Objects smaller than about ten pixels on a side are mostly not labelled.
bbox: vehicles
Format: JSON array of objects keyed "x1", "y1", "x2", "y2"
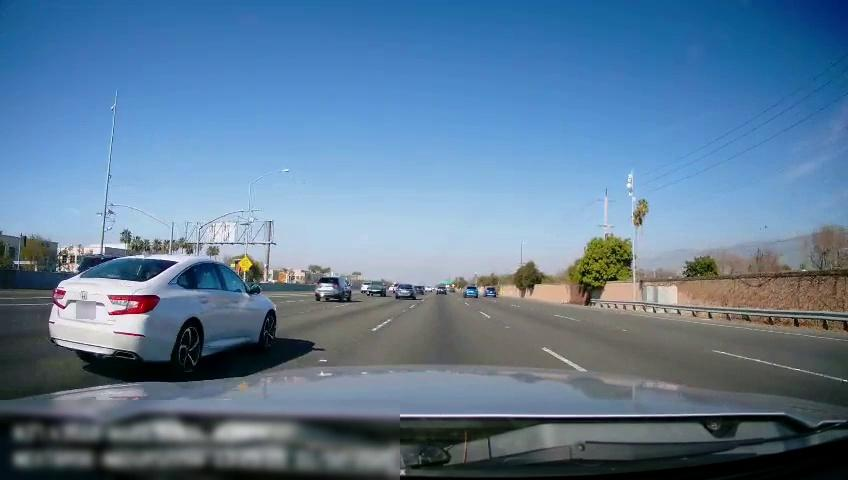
[
  {"x1": 436, "y1": 287, "x2": 448, "y2": 296},
  {"x1": 463, "y1": 286, "x2": 479, "y2": 299},
  {"x1": 314, "y1": 276, "x2": 354, "y2": 303},
  {"x1": 47, "y1": 253, "x2": 279, "y2": 373},
  {"x1": 395, "y1": 284, "x2": 417, "y2": 301},
  {"x1": 392, "y1": 283, "x2": 402, "y2": 294},
  {"x1": 360, "y1": 282, "x2": 374, "y2": 294},
  {"x1": 484, "y1": 287, "x2": 497, "y2": 298},
  {"x1": 77, "y1": 255, "x2": 134, "y2": 278},
  {"x1": 411, "y1": 286, "x2": 425, "y2": 296},
  {"x1": 366, "y1": 281, "x2": 387, "y2": 297}
]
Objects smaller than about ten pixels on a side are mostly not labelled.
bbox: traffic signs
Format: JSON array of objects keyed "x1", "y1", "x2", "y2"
[{"x1": 239, "y1": 255, "x2": 253, "y2": 272}]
